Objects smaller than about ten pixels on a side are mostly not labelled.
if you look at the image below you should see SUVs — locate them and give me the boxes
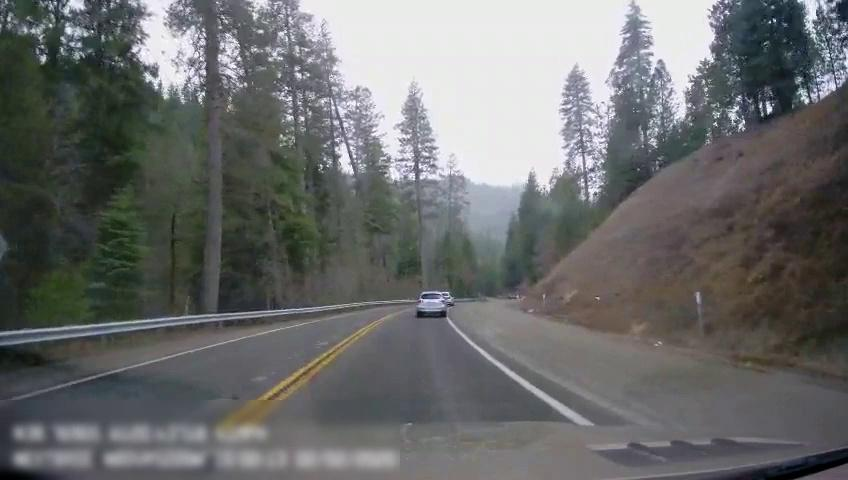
[442,292,454,306]
[416,291,447,318]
